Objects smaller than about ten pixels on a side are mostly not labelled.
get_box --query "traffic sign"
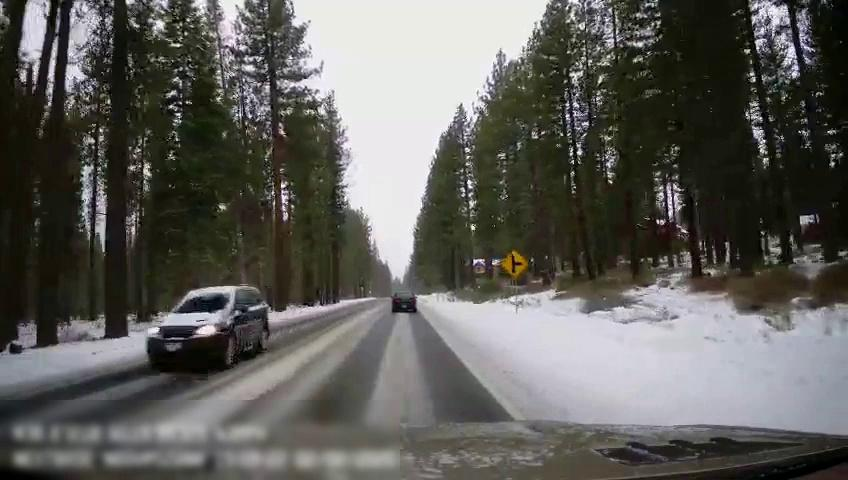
[500,249,529,279]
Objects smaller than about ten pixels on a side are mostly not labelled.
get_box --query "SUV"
[146,285,271,373]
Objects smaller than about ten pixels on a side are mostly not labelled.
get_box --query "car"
[390,291,417,313]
